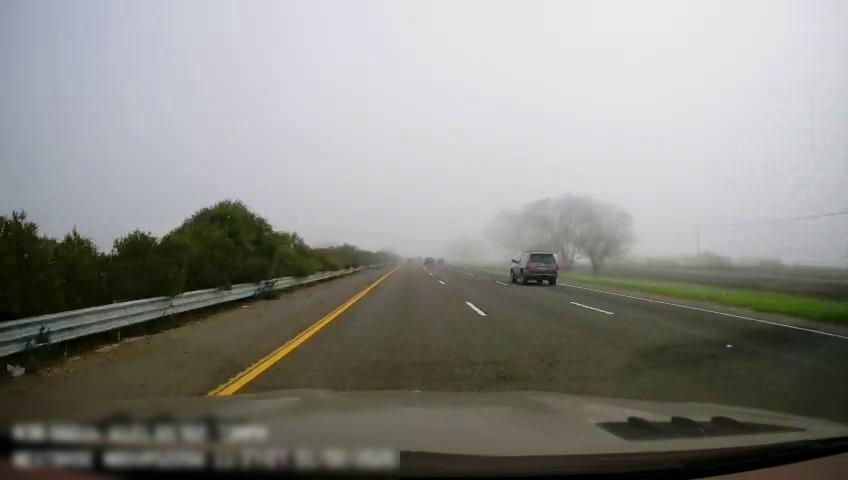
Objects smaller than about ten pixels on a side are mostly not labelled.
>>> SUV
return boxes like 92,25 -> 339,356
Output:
510,252 -> 559,286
